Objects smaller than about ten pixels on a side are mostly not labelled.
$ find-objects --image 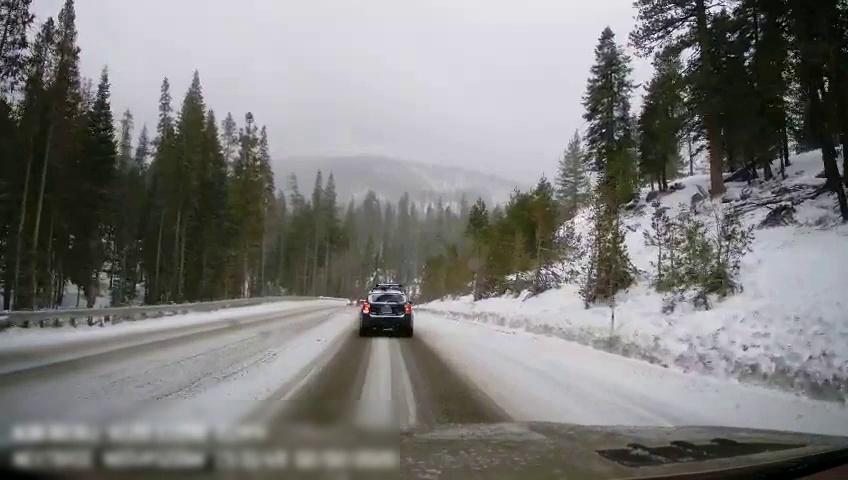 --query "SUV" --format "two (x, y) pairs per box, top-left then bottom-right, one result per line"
(361, 283), (413, 337)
